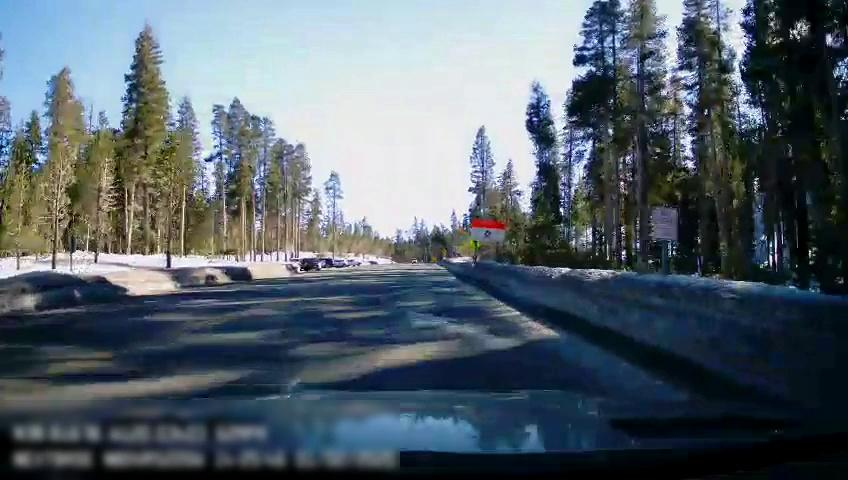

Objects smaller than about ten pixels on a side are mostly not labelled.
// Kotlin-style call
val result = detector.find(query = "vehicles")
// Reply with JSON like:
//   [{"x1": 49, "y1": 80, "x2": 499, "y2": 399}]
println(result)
[
  {"x1": 320, "y1": 258, "x2": 336, "y2": 269},
  {"x1": 302, "y1": 258, "x2": 322, "y2": 272}
]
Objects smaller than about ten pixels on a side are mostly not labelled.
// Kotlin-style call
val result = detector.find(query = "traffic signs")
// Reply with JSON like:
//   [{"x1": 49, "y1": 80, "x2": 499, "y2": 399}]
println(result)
[{"x1": 471, "y1": 236, "x2": 482, "y2": 251}]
